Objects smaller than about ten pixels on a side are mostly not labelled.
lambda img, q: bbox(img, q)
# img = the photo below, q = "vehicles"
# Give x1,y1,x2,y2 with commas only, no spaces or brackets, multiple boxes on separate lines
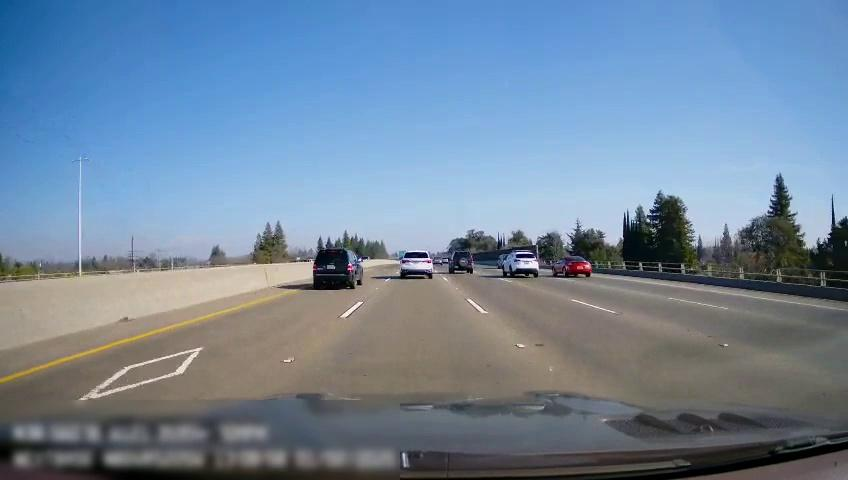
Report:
433,256,444,266
361,255,371,261
551,255,592,279
447,250,475,274
400,250,434,279
495,253,509,269
501,251,539,280
312,247,364,290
